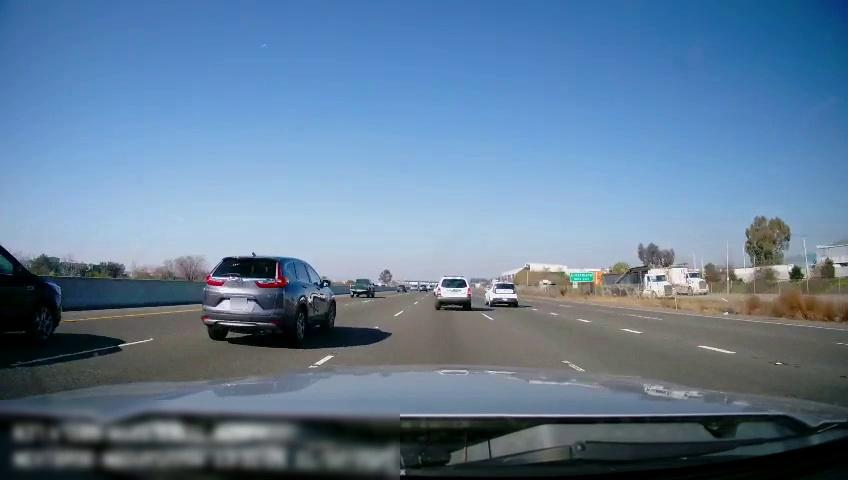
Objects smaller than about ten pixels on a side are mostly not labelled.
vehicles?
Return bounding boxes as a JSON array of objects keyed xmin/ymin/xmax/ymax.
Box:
[
  {"xmin": 434, "ymin": 276, "xmax": 472, "ymax": 311},
  {"xmin": 396, "ymin": 284, "xmax": 408, "ymax": 293},
  {"xmin": 0, "ymin": 243, "xmax": 64, "ymax": 343},
  {"xmin": 601, "ymin": 265, "xmax": 676, "ymax": 299},
  {"xmin": 199, "ymin": 250, "xmax": 338, "ymax": 346},
  {"xmin": 538, "ymin": 279, "xmax": 552, "ymax": 288},
  {"xmin": 484, "ymin": 281, "xmax": 519, "ymax": 307},
  {"xmin": 659, "ymin": 267, "xmax": 710, "ymax": 297},
  {"xmin": 543, "ymin": 283, "xmax": 561, "ymax": 292},
  {"xmin": 592, "ymin": 271, "xmax": 608, "ymax": 290},
  {"xmin": 349, "ymin": 278, "xmax": 375, "ymax": 298}
]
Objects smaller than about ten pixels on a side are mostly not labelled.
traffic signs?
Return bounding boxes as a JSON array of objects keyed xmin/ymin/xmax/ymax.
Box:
[{"xmin": 569, "ymin": 271, "xmax": 595, "ymax": 283}]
